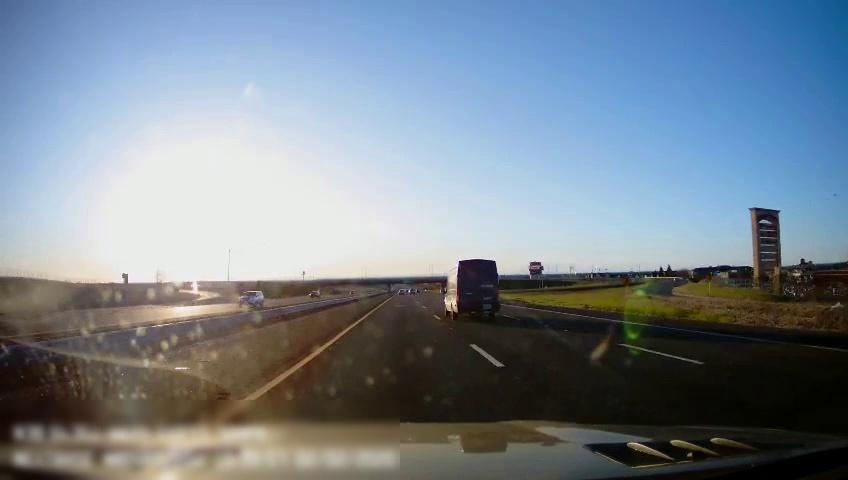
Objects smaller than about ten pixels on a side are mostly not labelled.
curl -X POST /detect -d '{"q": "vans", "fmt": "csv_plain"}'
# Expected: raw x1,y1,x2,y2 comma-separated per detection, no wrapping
442,259,500,321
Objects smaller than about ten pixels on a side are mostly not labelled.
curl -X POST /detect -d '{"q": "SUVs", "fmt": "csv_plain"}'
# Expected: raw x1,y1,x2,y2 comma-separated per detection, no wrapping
238,291,264,309
308,291,322,299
